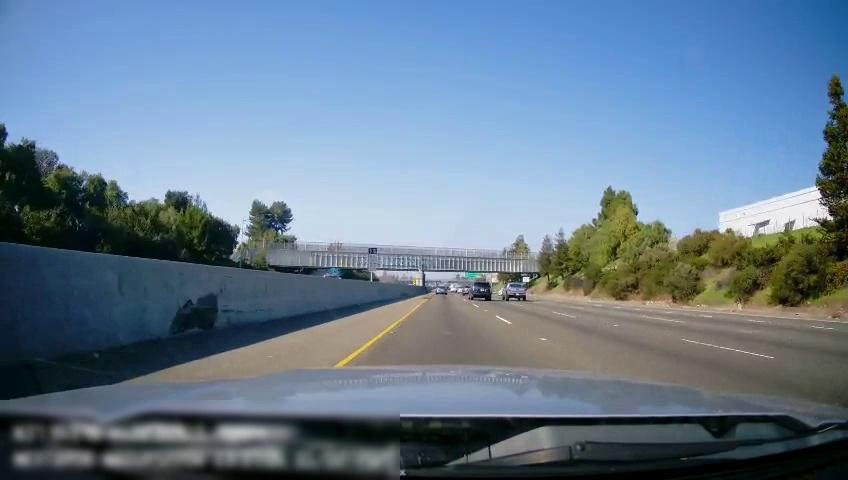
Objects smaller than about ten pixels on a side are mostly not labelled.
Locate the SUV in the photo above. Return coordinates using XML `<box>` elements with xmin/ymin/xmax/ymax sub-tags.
<box><xmin>468</xmin><ymin>282</ymin><xmax>492</xmax><ymax>301</ymax></box>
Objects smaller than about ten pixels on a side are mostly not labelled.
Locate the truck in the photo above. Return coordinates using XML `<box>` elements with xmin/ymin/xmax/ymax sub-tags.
<box><xmin>502</xmin><ymin>283</ymin><xmax>527</xmax><ymax>302</ymax></box>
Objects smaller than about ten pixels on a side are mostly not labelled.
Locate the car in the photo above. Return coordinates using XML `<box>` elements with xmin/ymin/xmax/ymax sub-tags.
<box><xmin>436</xmin><ymin>285</ymin><xmax>448</xmax><ymax>295</ymax></box>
